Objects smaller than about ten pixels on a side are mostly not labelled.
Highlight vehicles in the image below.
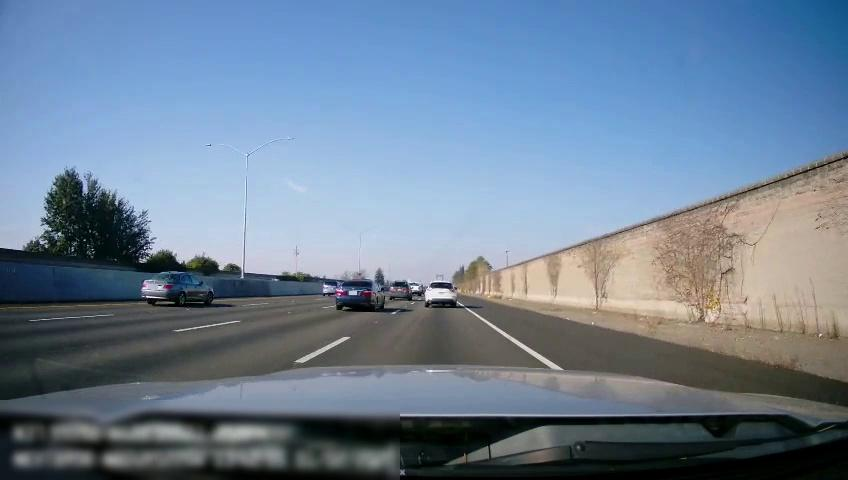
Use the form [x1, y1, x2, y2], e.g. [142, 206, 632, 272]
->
[322, 281, 343, 296]
[141, 272, 215, 307]
[335, 279, 386, 312]
[407, 282, 422, 296]
[388, 281, 413, 300]
[424, 281, 459, 308]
